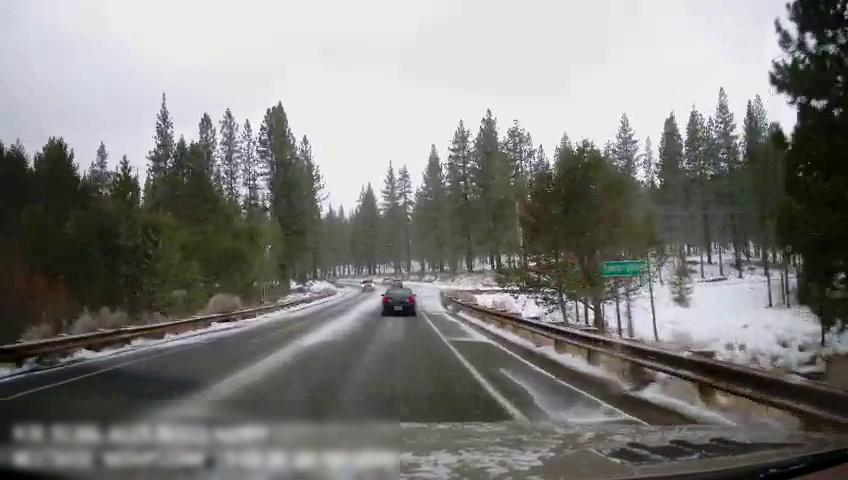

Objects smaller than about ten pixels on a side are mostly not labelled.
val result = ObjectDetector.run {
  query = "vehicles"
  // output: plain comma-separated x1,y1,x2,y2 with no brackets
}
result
389,277,404,289
380,286,417,316
359,278,376,292
381,276,395,286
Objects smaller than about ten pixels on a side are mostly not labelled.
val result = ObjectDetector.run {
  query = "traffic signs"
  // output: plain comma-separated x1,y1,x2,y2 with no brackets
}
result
600,259,643,278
